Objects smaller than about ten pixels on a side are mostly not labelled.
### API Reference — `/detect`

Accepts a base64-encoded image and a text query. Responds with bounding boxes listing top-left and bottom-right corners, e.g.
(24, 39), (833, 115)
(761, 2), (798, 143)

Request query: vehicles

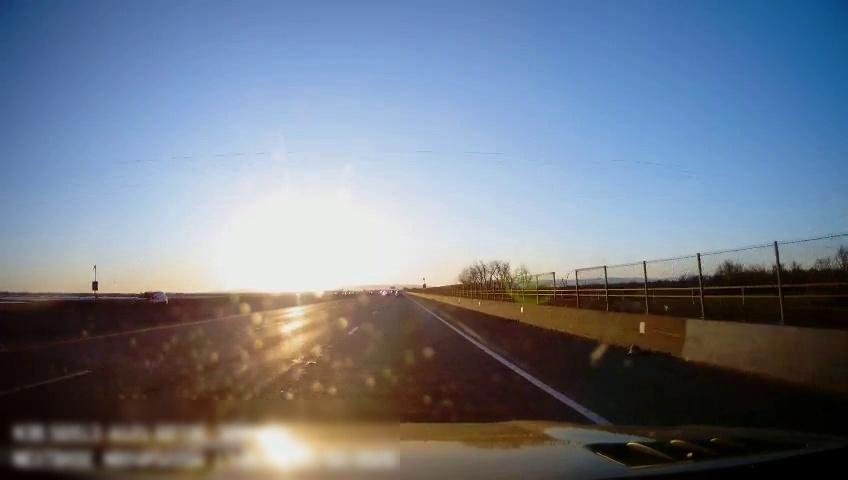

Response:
(395, 289), (405, 298)
(131, 291), (168, 306)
